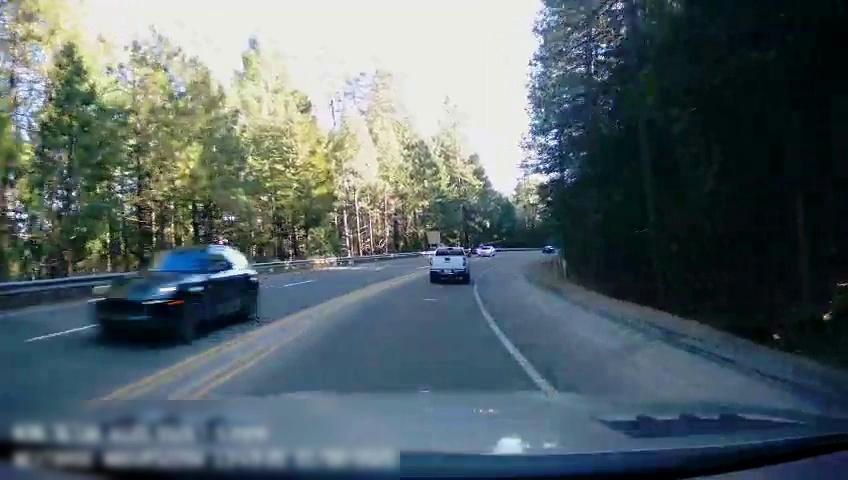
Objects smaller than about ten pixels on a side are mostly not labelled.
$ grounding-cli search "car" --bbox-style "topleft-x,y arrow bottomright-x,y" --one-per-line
477,245 -> 497,258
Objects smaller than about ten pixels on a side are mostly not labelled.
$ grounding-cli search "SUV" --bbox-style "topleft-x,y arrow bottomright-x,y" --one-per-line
93,242 -> 260,343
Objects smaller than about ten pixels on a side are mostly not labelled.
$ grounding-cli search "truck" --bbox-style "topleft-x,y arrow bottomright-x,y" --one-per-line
429,245 -> 472,285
